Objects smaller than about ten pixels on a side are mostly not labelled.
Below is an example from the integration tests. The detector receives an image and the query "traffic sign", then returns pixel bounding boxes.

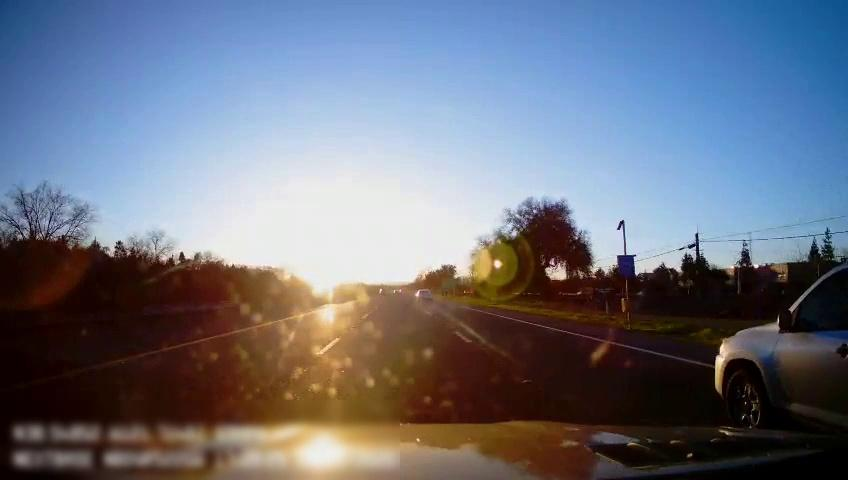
[443,278,463,288]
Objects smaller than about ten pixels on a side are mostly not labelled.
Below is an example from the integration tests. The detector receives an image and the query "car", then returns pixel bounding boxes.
[415,289,430,301]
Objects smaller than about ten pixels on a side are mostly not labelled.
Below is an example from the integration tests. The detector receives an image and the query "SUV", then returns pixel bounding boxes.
[713,262,848,438]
